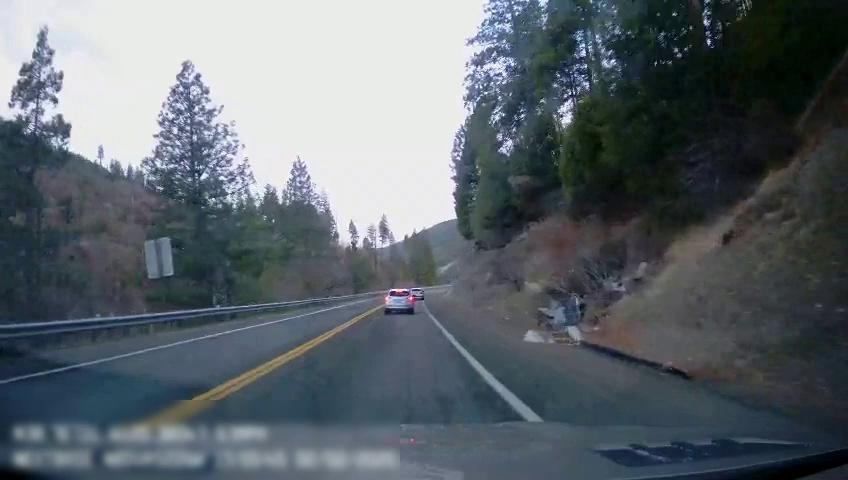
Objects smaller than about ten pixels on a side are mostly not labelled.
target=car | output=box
[411,287,425,300]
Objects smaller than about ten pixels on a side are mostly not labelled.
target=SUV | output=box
[384,288,414,316]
